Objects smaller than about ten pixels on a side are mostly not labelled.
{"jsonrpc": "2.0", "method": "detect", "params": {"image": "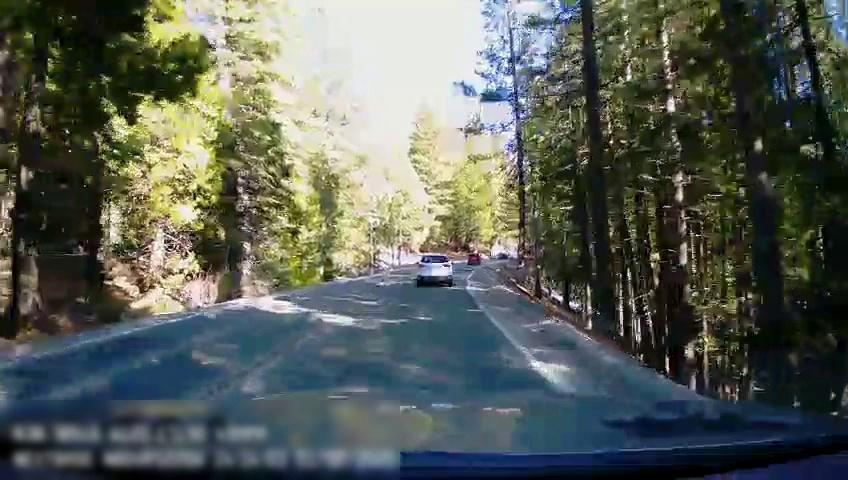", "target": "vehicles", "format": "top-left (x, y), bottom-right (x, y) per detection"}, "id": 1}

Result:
top-left (416, 253), bottom-right (455, 288)
top-left (466, 253), bottom-right (482, 266)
